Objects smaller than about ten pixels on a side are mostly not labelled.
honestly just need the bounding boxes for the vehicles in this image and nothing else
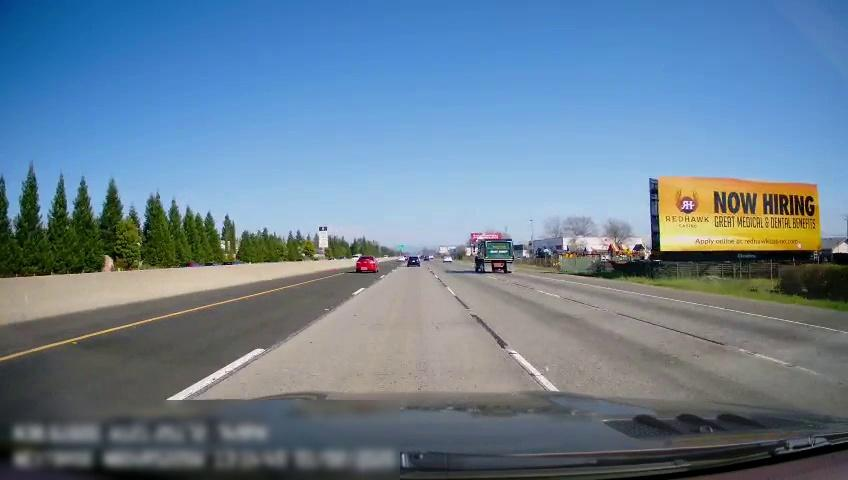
[220,261,239,266]
[185,261,201,268]
[473,238,516,274]
[355,255,380,274]
[407,256,421,268]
